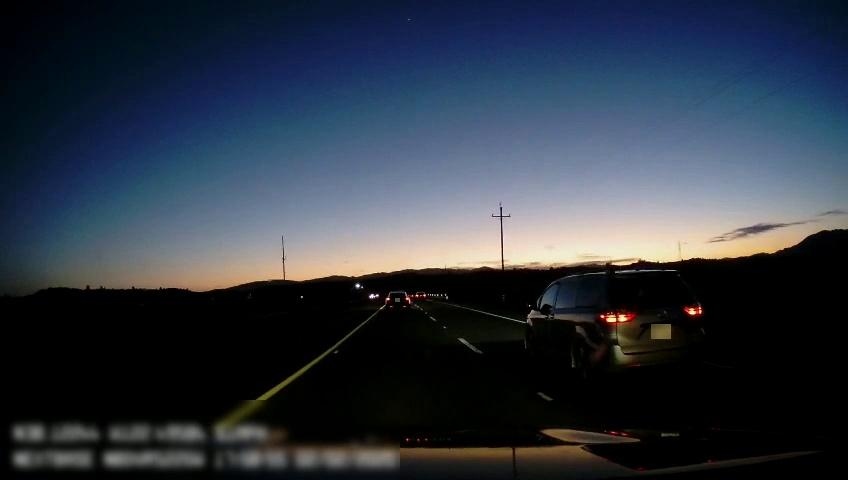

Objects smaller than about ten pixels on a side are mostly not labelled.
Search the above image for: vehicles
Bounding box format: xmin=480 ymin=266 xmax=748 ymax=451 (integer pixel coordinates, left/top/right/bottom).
xmin=385 ymin=291 xmax=411 ymax=313
xmin=414 ymin=291 xmax=427 ymax=303
xmin=524 ymin=269 xmax=718 ymax=390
